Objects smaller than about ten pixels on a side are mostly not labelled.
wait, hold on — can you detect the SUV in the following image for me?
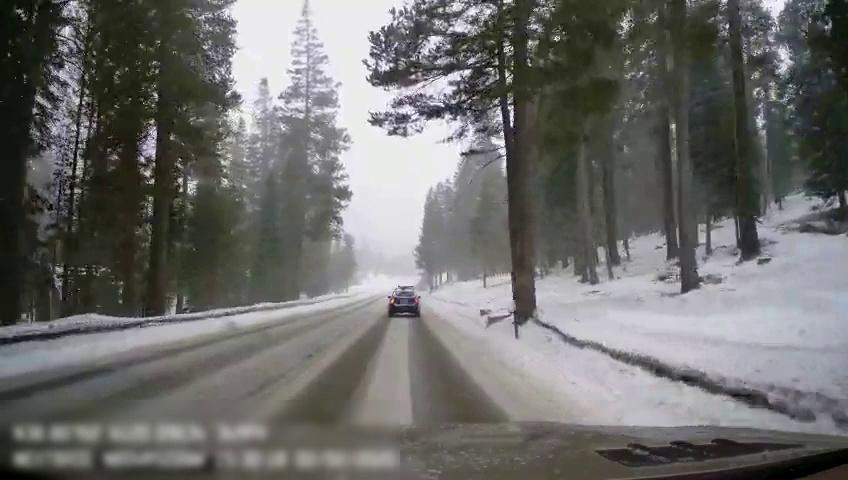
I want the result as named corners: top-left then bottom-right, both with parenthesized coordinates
top-left (387, 284), bottom-right (421, 318)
